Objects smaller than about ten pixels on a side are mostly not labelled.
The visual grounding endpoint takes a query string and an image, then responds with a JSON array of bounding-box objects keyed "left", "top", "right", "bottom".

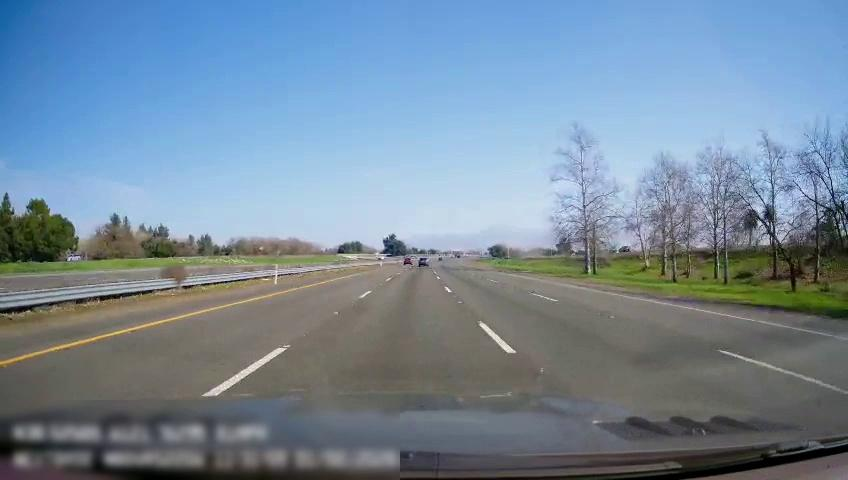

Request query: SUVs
[
  {"left": 403, "top": 256, "right": 414, "bottom": 266},
  {"left": 418, "top": 258, "right": 428, "bottom": 267}
]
